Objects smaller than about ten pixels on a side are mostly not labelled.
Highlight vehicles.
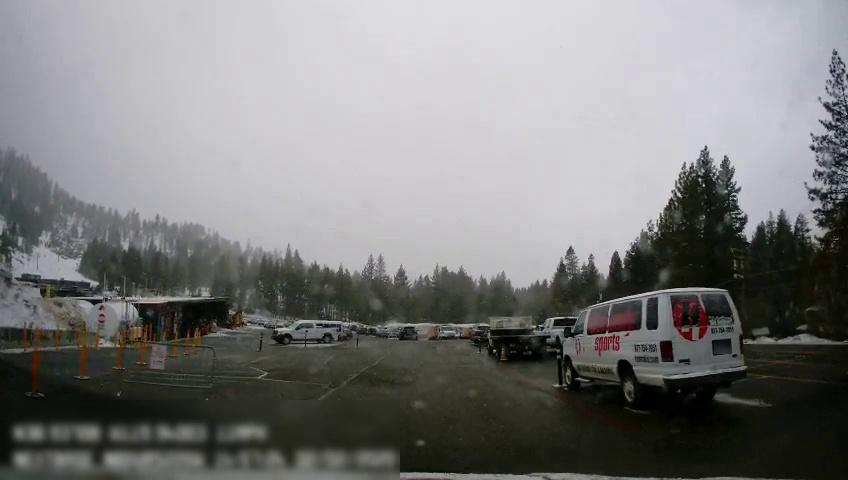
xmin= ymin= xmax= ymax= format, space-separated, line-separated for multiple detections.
xmin=561 ymin=287 xmax=749 ymax=407
xmin=534 ymin=316 xmax=577 ymax=350
xmin=270 ymin=320 xmax=338 ymax=346
xmin=398 ymin=326 xmax=419 ymax=341
xmin=487 ymin=316 xmax=552 ymax=361
xmin=470 ymin=324 xmax=487 ymax=347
